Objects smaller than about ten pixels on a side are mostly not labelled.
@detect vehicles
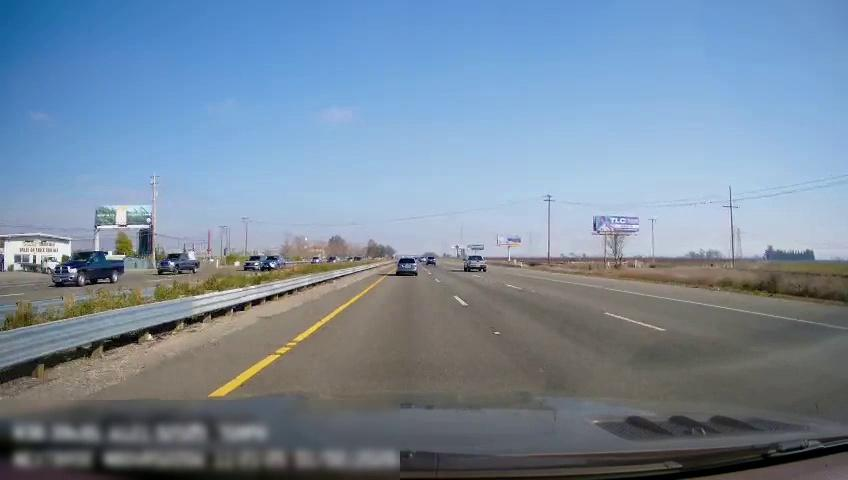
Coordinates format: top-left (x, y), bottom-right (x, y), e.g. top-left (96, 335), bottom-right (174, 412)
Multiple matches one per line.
top-left (310, 255), bottom-right (323, 265)
top-left (242, 254), bottom-right (268, 272)
top-left (157, 252), bottom-right (201, 276)
top-left (259, 254), bottom-right (287, 272)
top-left (17, 255), bottom-right (62, 276)
top-left (425, 256), bottom-right (437, 266)
top-left (395, 258), bottom-right (418, 277)
top-left (462, 254), bottom-right (487, 272)
top-left (51, 250), bottom-right (125, 288)
top-left (326, 255), bottom-right (341, 264)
